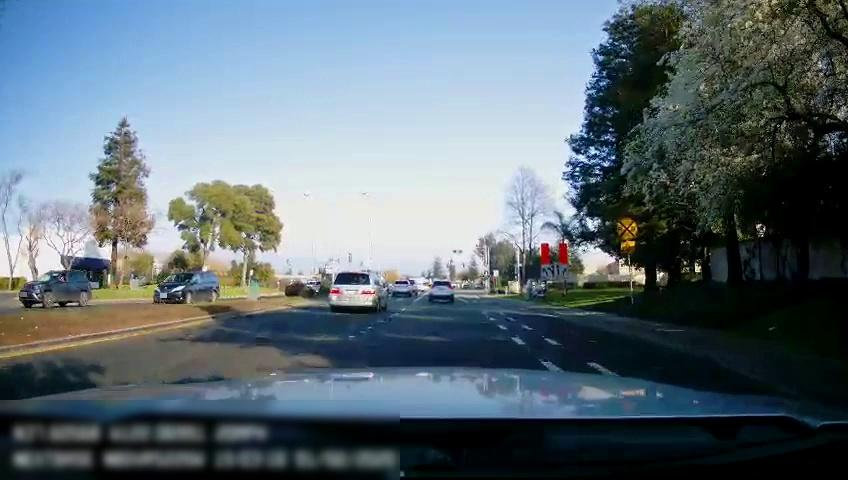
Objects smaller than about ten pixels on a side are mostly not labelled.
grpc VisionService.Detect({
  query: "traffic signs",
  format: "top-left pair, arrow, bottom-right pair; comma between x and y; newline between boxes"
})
539,263 -> 570,283
620,239 -> 637,251
616,216 -> 640,240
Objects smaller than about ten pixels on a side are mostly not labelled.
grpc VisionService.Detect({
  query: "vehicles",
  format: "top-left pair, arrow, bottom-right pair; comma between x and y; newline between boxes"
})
153,271 -> 221,305
427,279 -> 456,304
408,279 -> 419,295
19,269 -> 91,309
390,279 -> 414,297
415,283 -> 425,293
328,270 -> 388,314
